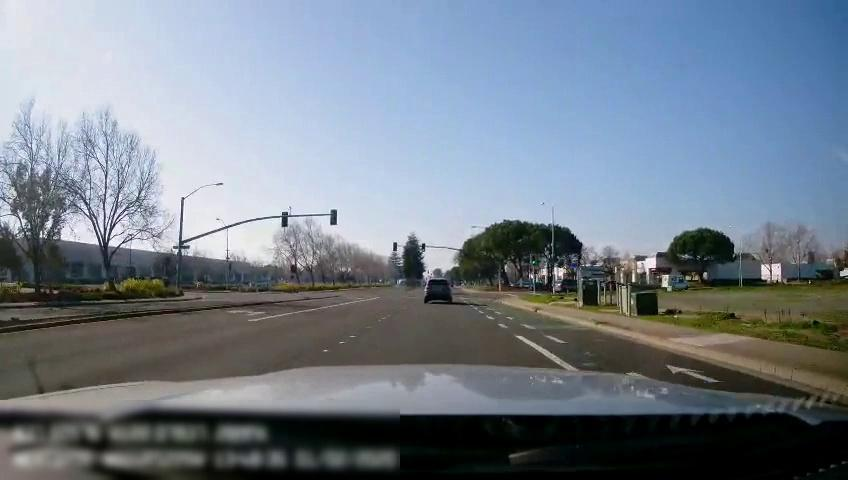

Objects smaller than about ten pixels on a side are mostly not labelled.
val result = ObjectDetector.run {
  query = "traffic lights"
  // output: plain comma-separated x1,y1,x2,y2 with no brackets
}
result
531,255,537,266
330,209,337,225
281,211,288,227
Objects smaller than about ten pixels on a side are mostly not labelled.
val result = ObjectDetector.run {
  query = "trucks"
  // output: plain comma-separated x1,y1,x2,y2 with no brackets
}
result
662,275,689,291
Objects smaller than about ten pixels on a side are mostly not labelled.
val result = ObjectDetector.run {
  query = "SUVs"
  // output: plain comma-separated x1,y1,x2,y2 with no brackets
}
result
423,278,454,303
554,279,582,293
